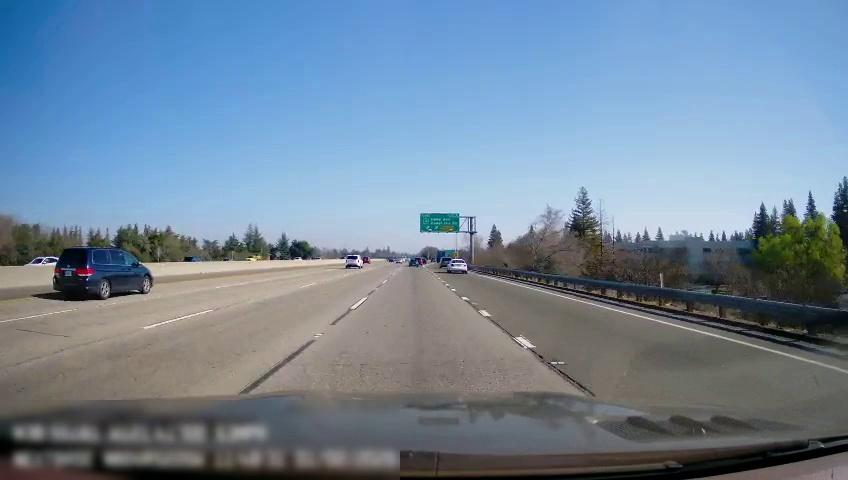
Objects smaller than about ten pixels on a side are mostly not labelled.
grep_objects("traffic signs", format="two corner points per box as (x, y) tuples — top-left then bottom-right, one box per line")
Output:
(419, 211), (462, 234)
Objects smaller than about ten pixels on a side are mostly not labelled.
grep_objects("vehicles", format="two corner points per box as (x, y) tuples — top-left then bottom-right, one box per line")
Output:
(244, 254), (263, 262)
(52, 247), (155, 301)
(179, 256), (208, 263)
(344, 254), (365, 270)
(447, 257), (469, 274)
(438, 257), (451, 268)
(25, 256), (60, 267)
